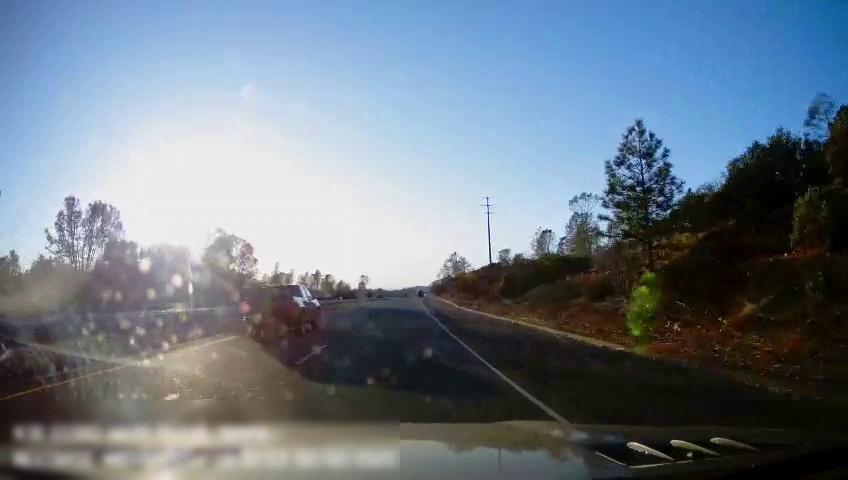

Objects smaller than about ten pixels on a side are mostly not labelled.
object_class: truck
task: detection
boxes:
[242,284,321,338]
